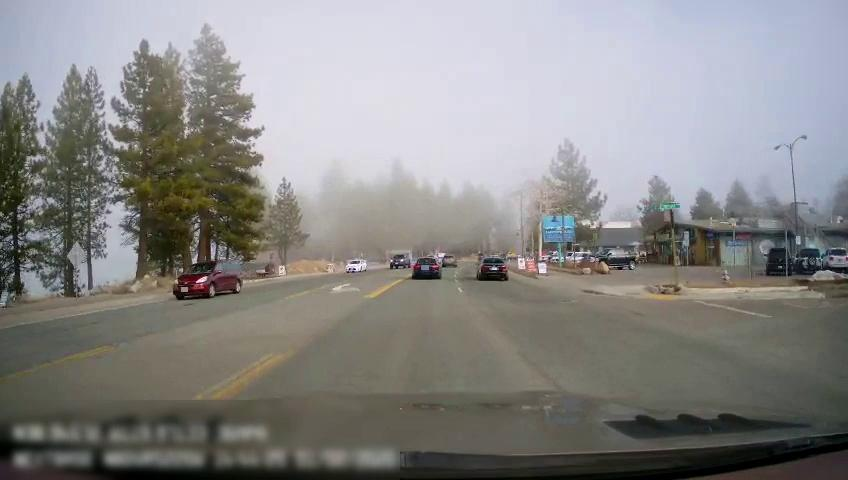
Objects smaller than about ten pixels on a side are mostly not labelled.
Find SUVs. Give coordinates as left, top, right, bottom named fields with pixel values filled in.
left=173, top=262, right=243, bottom=300
left=795, top=248, right=822, bottom=275
left=823, top=247, right=848, bottom=271
left=764, top=247, right=794, bottom=276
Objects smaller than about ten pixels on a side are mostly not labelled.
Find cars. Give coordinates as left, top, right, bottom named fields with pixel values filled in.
left=345, top=258, right=367, bottom=274
left=413, top=256, right=441, bottom=279
left=477, top=257, right=509, bottom=281
left=442, top=255, right=456, bottom=267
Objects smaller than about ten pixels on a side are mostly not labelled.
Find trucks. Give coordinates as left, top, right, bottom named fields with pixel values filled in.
left=594, top=251, right=636, bottom=272
left=389, top=253, right=411, bottom=269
